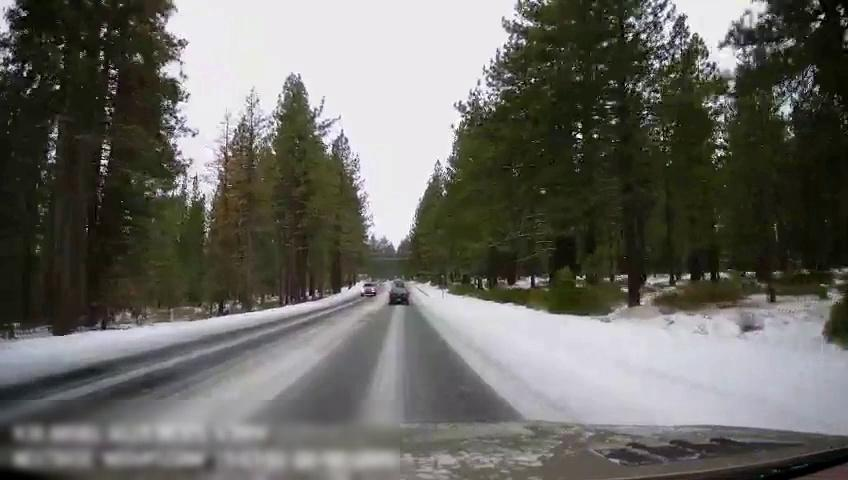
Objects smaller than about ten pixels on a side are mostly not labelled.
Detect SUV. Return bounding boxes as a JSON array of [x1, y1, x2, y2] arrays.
[[360, 281, 378, 297]]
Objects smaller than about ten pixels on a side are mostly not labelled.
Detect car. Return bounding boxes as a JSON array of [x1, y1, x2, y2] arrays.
[[388, 285, 410, 305]]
